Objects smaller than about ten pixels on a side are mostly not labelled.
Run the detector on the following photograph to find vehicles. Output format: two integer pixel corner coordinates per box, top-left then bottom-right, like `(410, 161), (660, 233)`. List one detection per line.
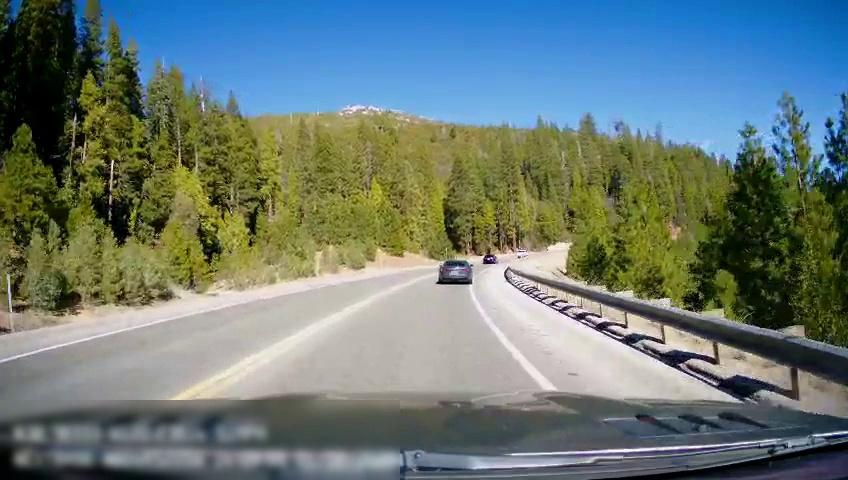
(482, 254), (497, 264)
(517, 249), (529, 258)
(438, 260), (474, 285)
